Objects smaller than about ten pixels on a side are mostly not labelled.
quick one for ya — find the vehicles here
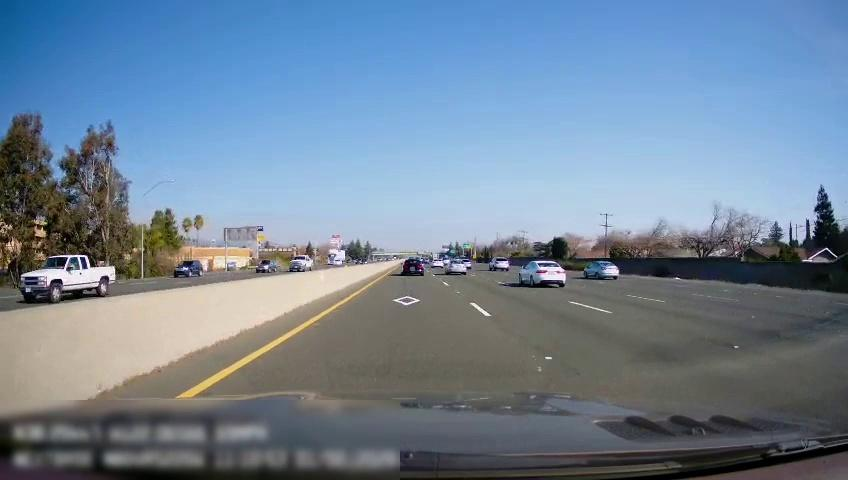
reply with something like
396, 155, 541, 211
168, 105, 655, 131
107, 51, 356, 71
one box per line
583, 260, 620, 280
18, 254, 116, 305
288, 254, 314, 273
328, 249, 346, 265
462, 258, 472, 270
431, 257, 445, 268
401, 257, 424, 275
488, 257, 510, 272
444, 258, 467, 276
519, 260, 566, 287
255, 260, 280, 274
333, 260, 346, 266
173, 260, 201, 279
